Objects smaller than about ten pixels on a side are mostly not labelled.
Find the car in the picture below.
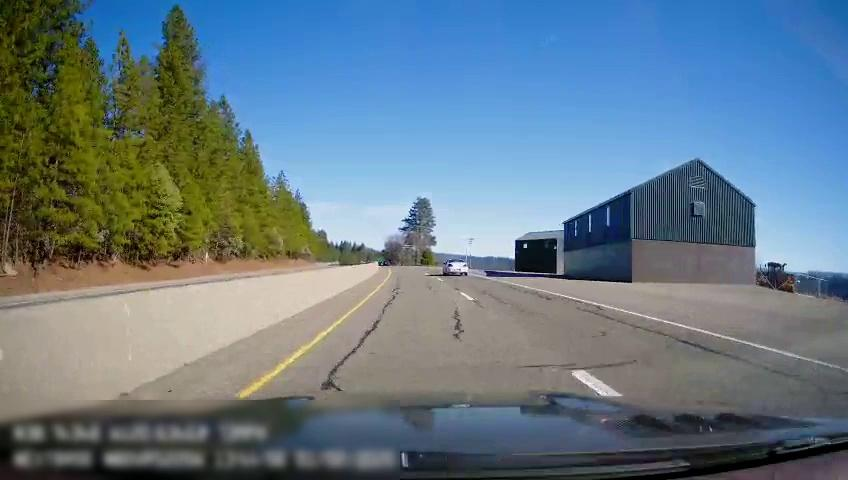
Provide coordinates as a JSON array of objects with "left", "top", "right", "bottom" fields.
[{"left": 442, "top": 259, "right": 468, "bottom": 276}]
